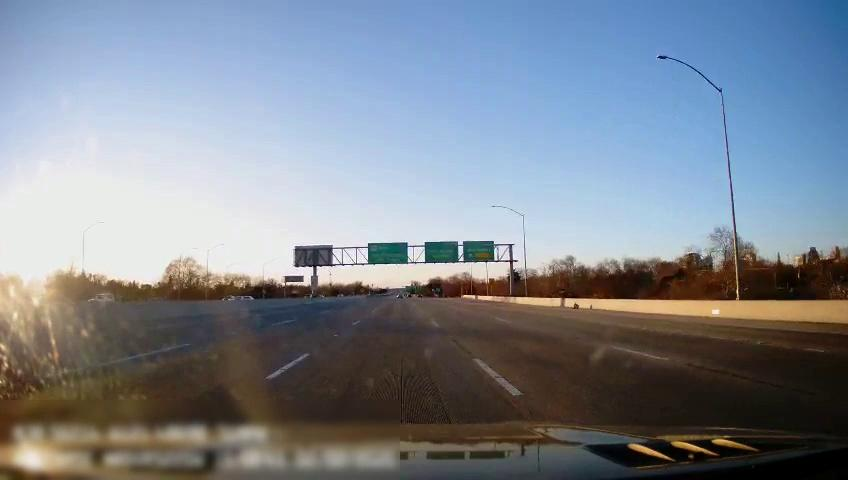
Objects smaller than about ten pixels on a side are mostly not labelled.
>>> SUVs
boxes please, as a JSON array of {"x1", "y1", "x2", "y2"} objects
[{"x1": 87, "y1": 293, "x2": 115, "y2": 303}]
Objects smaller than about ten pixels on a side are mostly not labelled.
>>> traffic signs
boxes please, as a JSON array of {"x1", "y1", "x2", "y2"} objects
[
  {"x1": 423, "y1": 240, "x2": 459, "y2": 264},
  {"x1": 366, "y1": 241, "x2": 411, "y2": 265},
  {"x1": 462, "y1": 240, "x2": 497, "y2": 262}
]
